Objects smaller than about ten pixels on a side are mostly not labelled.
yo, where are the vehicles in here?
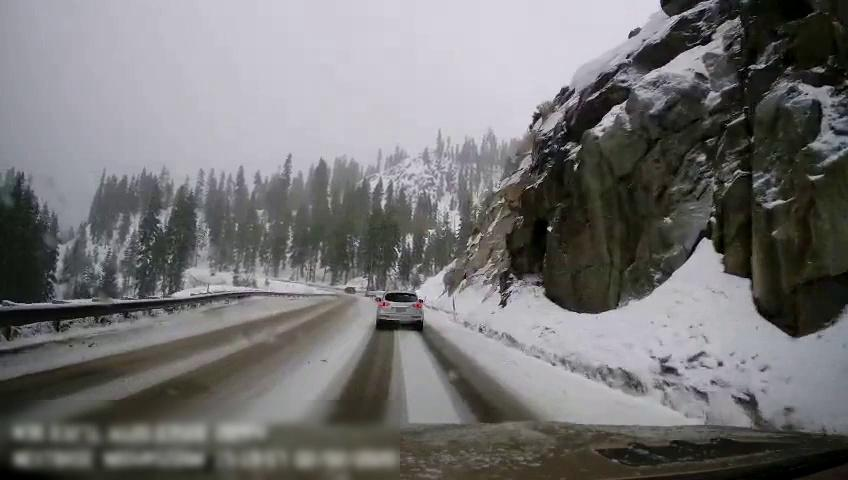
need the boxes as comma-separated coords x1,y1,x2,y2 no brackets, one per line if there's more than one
374,291,424,332
364,288,377,298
